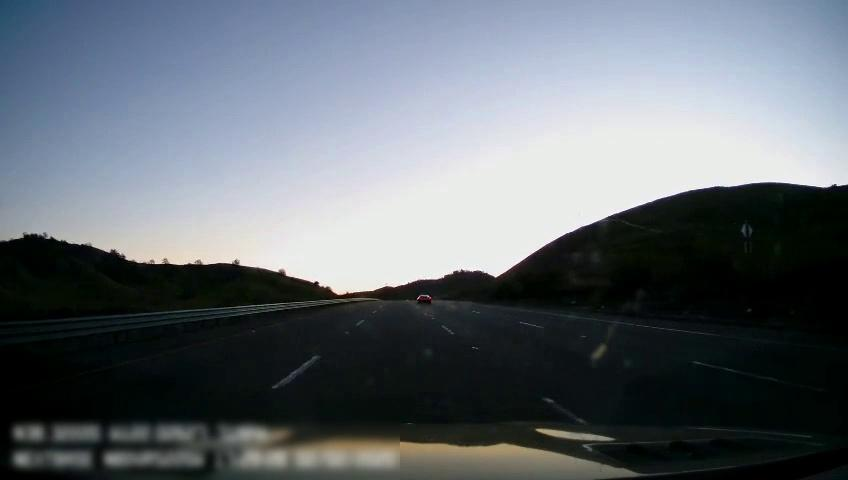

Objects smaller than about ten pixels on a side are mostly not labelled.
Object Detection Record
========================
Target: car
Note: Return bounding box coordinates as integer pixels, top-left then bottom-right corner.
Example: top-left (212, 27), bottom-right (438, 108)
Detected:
top-left (417, 294), bottom-right (431, 305)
